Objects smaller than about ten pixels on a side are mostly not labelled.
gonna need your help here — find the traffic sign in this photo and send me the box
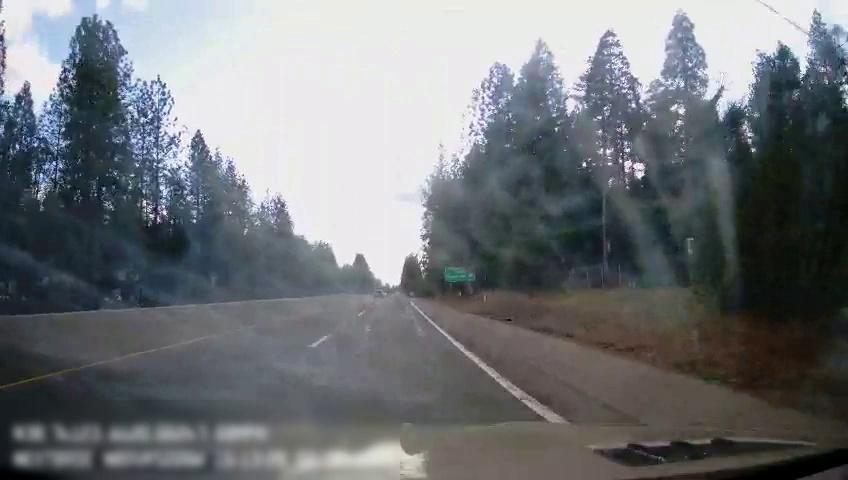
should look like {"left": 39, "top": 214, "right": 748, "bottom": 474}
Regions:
{"left": 444, "top": 265, "right": 475, "bottom": 283}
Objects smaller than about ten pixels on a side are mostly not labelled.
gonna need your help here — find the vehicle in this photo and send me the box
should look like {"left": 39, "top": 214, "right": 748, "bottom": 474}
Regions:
{"left": 372, "top": 288, "right": 385, "bottom": 300}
